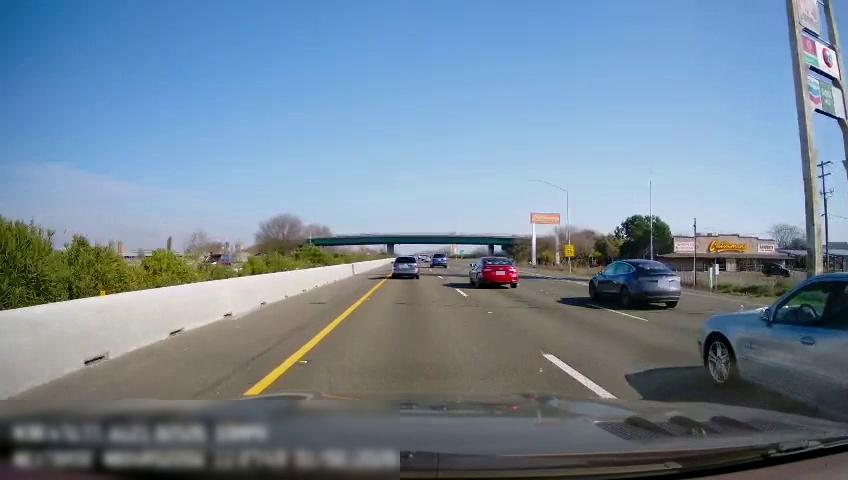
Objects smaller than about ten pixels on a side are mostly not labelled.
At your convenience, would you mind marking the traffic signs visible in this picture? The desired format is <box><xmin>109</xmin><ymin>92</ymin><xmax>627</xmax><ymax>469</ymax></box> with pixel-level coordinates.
<box><xmin>562</xmin><ymin>243</ymin><xmax>575</xmax><ymax>258</ymax></box>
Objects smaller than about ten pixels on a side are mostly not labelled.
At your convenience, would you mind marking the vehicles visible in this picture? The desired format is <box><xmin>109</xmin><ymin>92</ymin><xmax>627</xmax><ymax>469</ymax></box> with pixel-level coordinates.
<box><xmin>392</xmin><ymin>255</ymin><xmax>421</xmax><ymax>280</ymax></box>
<box><xmin>697</xmin><ymin>272</ymin><xmax>848</xmax><ymax>423</ymax></box>
<box><xmin>198</xmin><ymin>253</ymin><xmax>233</xmax><ymax>271</ymax></box>
<box><xmin>468</xmin><ymin>256</ymin><xmax>519</xmax><ymax>290</ymax></box>
<box><xmin>587</xmin><ymin>258</ymin><xmax>682</xmax><ymax>310</ymax></box>
<box><xmin>429</xmin><ymin>252</ymin><xmax>449</xmax><ymax>268</ymax></box>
